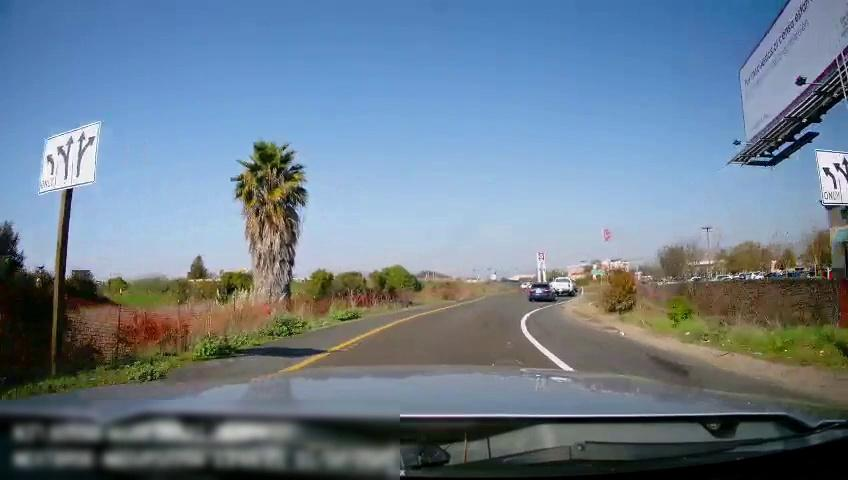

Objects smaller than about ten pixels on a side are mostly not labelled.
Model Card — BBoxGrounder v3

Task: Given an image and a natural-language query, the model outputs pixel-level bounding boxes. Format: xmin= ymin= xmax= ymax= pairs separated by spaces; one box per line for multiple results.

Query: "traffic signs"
xmin=37 ymin=122 xmax=102 ymax=195
xmin=815 ymin=148 xmax=848 ymax=205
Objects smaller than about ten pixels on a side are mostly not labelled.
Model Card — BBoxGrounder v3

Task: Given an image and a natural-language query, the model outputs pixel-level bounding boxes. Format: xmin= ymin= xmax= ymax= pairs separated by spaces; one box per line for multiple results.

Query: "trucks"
xmin=551 ymin=277 xmax=577 ymax=297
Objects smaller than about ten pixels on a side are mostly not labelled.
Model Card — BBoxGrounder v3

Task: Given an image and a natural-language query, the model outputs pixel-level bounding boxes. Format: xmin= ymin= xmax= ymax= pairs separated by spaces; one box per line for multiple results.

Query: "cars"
xmin=528 ymin=283 xmax=556 ymax=302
